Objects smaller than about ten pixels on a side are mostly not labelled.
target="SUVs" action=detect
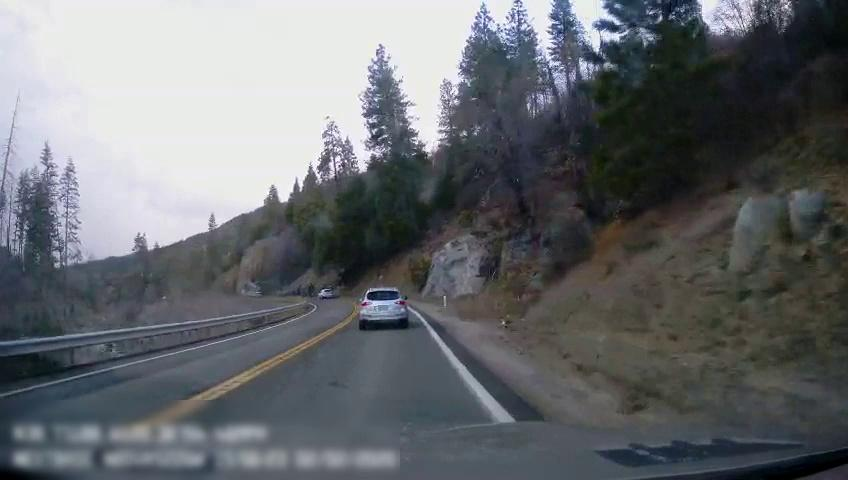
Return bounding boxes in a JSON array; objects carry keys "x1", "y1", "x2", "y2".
[
  {"x1": 318, "y1": 288, "x2": 334, "y2": 300},
  {"x1": 358, "y1": 288, "x2": 409, "y2": 330}
]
